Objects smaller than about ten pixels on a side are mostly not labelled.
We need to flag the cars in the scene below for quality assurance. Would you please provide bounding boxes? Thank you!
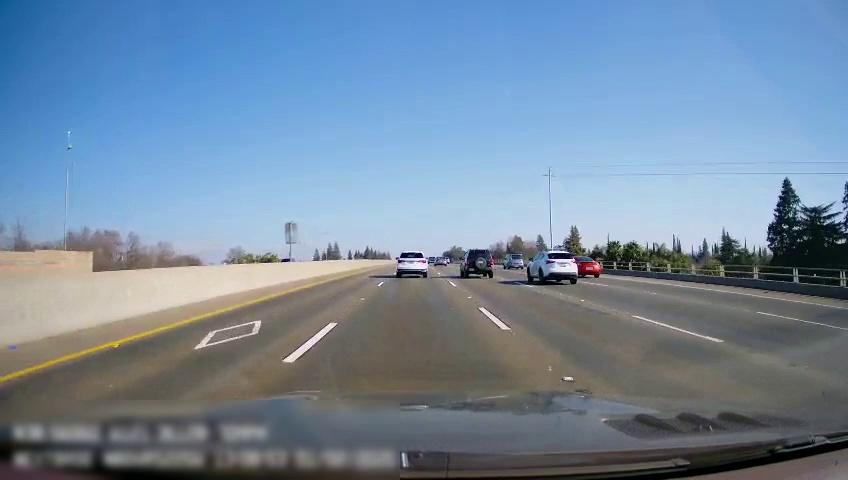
[433,256,448,267]
[573,255,603,279]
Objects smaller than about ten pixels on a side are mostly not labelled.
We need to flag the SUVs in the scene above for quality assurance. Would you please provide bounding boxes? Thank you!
[457,249,495,280]
[396,251,429,278]
[525,250,579,286]
[502,253,526,269]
